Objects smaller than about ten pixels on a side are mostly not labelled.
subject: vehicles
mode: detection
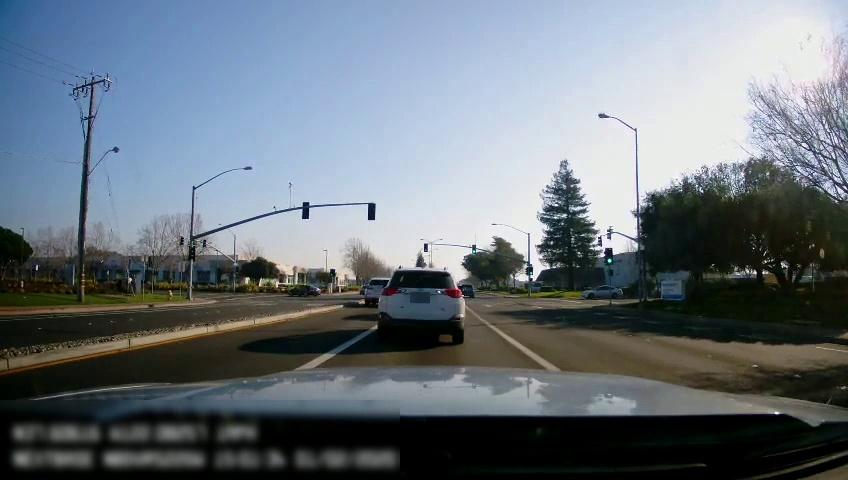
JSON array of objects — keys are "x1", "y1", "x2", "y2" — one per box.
[
  {"x1": 288, "y1": 284, "x2": 321, "y2": 297},
  {"x1": 461, "y1": 283, "x2": 475, "y2": 298},
  {"x1": 364, "y1": 277, "x2": 391, "y2": 305},
  {"x1": 581, "y1": 283, "x2": 624, "y2": 300},
  {"x1": 375, "y1": 264, "x2": 467, "y2": 348}
]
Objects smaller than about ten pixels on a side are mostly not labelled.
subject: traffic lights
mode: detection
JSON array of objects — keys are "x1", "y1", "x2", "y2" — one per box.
[
  {"x1": 301, "y1": 201, "x2": 310, "y2": 220},
  {"x1": 603, "y1": 246, "x2": 615, "y2": 265},
  {"x1": 471, "y1": 244, "x2": 477, "y2": 256},
  {"x1": 597, "y1": 234, "x2": 604, "y2": 249},
  {"x1": 191, "y1": 245, "x2": 197, "y2": 261},
  {"x1": 368, "y1": 202, "x2": 377, "y2": 222},
  {"x1": 423, "y1": 242, "x2": 429, "y2": 253},
  {"x1": 606, "y1": 226, "x2": 613, "y2": 241}
]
